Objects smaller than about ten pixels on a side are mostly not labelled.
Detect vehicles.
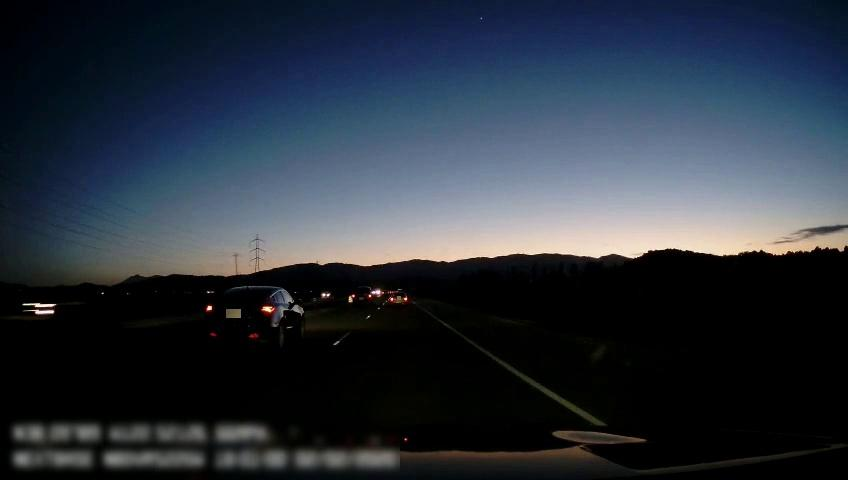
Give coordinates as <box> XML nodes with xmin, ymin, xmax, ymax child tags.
<box><xmin>203</xmin><ymin>286</ymin><xmax>308</xmax><ymax>358</ymax></box>
<box><xmin>351</xmin><ymin>288</ymin><xmax>373</xmax><ymax>305</ymax></box>
<box><xmin>320</xmin><ymin>291</ymin><xmax>331</xmax><ymax>299</ymax></box>
<box><xmin>20</xmin><ymin>294</ymin><xmax>85</xmax><ymax>321</ymax></box>
<box><xmin>388</xmin><ymin>290</ymin><xmax>407</xmax><ymax>306</ymax></box>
